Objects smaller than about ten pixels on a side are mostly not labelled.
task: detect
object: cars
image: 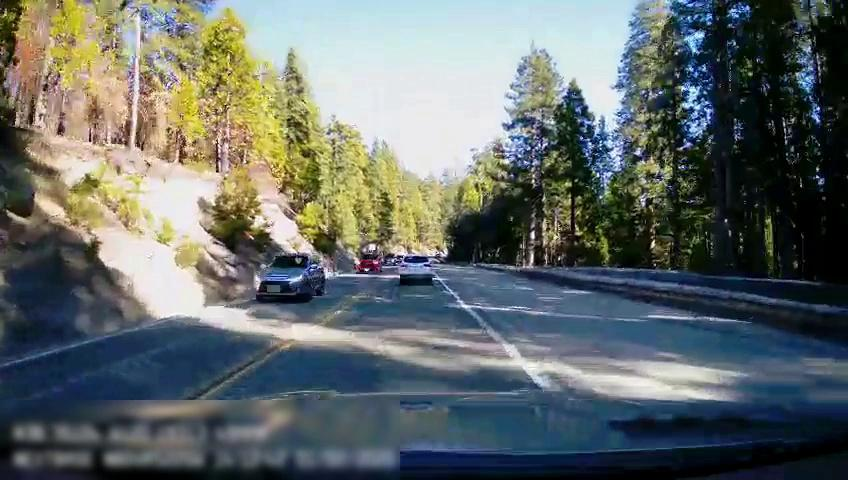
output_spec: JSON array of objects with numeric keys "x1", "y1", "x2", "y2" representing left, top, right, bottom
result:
[{"x1": 355, "y1": 253, "x2": 384, "y2": 275}]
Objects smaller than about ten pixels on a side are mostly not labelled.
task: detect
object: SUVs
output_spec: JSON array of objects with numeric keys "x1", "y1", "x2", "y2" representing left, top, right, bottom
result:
[
  {"x1": 255, "y1": 253, "x2": 325, "y2": 304},
  {"x1": 398, "y1": 254, "x2": 434, "y2": 285}
]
